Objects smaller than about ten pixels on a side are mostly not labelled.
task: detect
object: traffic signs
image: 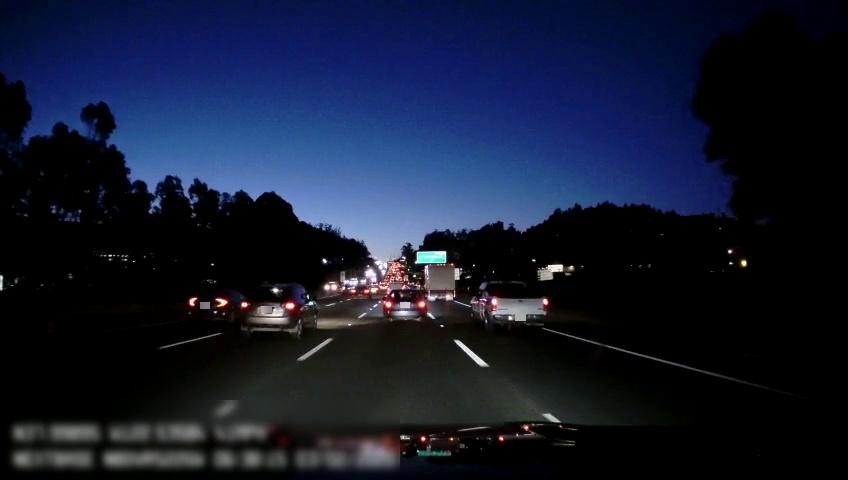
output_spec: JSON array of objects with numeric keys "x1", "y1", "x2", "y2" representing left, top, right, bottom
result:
[
  {"x1": 416, "y1": 251, "x2": 447, "y2": 264},
  {"x1": 539, "y1": 270, "x2": 554, "y2": 281},
  {"x1": 454, "y1": 268, "x2": 460, "y2": 280}
]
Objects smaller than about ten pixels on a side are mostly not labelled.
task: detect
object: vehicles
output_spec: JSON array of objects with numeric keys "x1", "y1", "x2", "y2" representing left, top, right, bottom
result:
[
  {"x1": 468, "y1": 280, "x2": 549, "y2": 337},
  {"x1": 367, "y1": 285, "x2": 380, "y2": 296},
  {"x1": 186, "y1": 288, "x2": 247, "y2": 330},
  {"x1": 382, "y1": 289, "x2": 428, "y2": 323},
  {"x1": 241, "y1": 283, "x2": 318, "y2": 340},
  {"x1": 424, "y1": 264, "x2": 456, "y2": 304},
  {"x1": 350, "y1": 286, "x2": 372, "y2": 302},
  {"x1": 325, "y1": 281, "x2": 339, "y2": 291},
  {"x1": 342, "y1": 284, "x2": 356, "y2": 295},
  {"x1": 387, "y1": 282, "x2": 405, "y2": 296}
]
